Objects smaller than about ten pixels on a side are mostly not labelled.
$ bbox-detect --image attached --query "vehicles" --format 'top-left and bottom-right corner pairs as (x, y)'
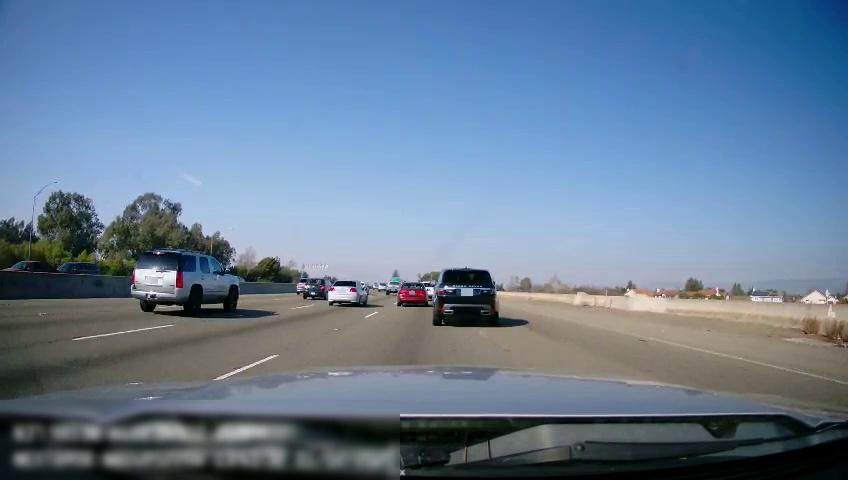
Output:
(129, 249), (241, 317)
(303, 278), (335, 300)
(0, 260), (56, 274)
(328, 281), (368, 306)
(431, 268), (500, 328)
(397, 282), (428, 308)
(296, 279), (322, 296)
(55, 261), (100, 275)
(415, 282), (436, 302)
(385, 281), (401, 296)
(352, 281), (370, 296)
